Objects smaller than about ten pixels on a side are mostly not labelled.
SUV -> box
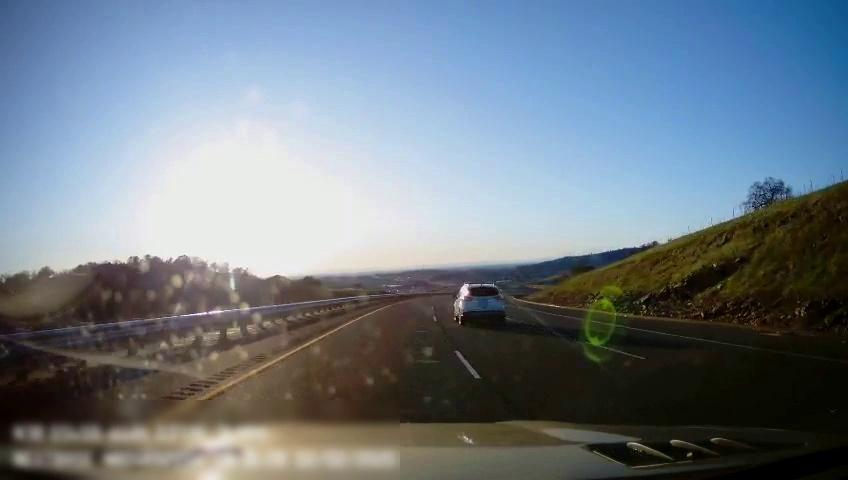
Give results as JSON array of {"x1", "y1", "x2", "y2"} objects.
[{"x1": 452, "y1": 283, "x2": 505, "y2": 326}]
